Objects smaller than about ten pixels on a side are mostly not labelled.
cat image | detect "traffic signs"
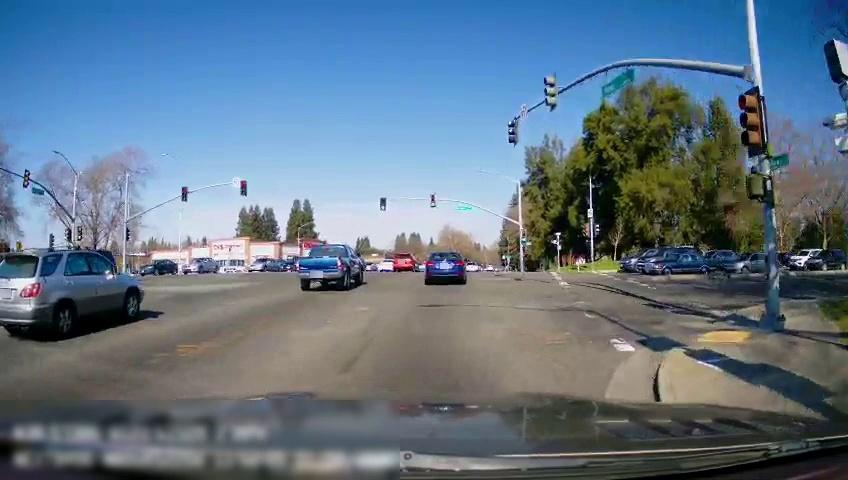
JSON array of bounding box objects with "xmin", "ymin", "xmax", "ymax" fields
[
  {"xmin": 456, "ymin": 203, "xmax": 473, "ymax": 212},
  {"xmin": 31, "ymin": 186, "xmax": 45, "ymax": 196}
]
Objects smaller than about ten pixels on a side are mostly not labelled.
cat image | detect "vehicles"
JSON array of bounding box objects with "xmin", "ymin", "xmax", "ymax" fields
[
  {"xmin": 465, "ymin": 261, "xmax": 481, "ymax": 272},
  {"xmin": 139, "ymin": 258, "xmax": 180, "ymax": 277},
  {"xmin": 246, "ymin": 257, "xmax": 275, "ymax": 273},
  {"xmin": 378, "ymin": 258, "xmax": 395, "ymax": 273},
  {"xmin": 804, "ymin": 248, "xmax": 848, "ymax": 272},
  {"xmin": 95, "ymin": 249, "xmax": 119, "ymax": 271},
  {"xmin": 788, "ymin": 249, "xmax": 824, "ymax": 271},
  {"xmin": 734, "ymin": 252, "xmax": 768, "ymax": 274},
  {"xmin": 705, "ymin": 249, "xmax": 743, "ymax": 272},
  {"xmin": 294, "ymin": 244, "xmax": 363, "ymax": 292},
  {"xmin": 634, "ymin": 247, "xmax": 699, "ymax": 273},
  {"xmin": 643, "ymin": 251, "xmax": 711, "ymax": 276},
  {"xmin": 392, "ymin": 252, "xmax": 416, "ymax": 272},
  {"xmin": 617, "ymin": 248, "xmax": 653, "ymax": 272},
  {"xmin": 424, "ymin": 252, "xmax": 467, "ymax": 286},
  {"xmin": 0, "ymin": 248, "xmax": 145, "ymax": 340},
  {"xmin": 181, "ymin": 257, "xmax": 219, "ymax": 275}
]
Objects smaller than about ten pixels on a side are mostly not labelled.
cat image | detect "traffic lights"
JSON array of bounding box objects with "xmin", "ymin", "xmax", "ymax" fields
[
  {"xmin": 507, "ymin": 115, "xmax": 519, "ymax": 145},
  {"xmin": 430, "ymin": 194, "xmax": 435, "ymax": 207},
  {"xmin": 125, "ymin": 227, "xmax": 131, "ymax": 240},
  {"xmin": 23, "ymin": 170, "xmax": 31, "ymax": 189},
  {"xmin": 738, "ymin": 83, "xmax": 766, "ymax": 158},
  {"xmin": 180, "ymin": 186, "xmax": 189, "ymax": 203},
  {"xmin": 543, "ymin": 71, "xmax": 557, "ymax": 112},
  {"xmin": 65, "ymin": 228, "xmax": 73, "ymax": 243},
  {"xmin": 380, "ymin": 196, "xmax": 386, "ymax": 209},
  {"xmin": 76, "ymin": 226, "xmax": 83, "ymax": 243},
  {"xmin": 48, "ymin": 233, "xmax": 55, "ymax": 249},
  {"xmin": 582, "ymin": 222, "xmax": 590, "ymax": 238},
  {"xmin": 239, "ymin": 179, "xmax": 248, "ymax": 196},
  {"xmin": 593, "ymin": 223, "xmax": 600, "ymax": 237},
  {"xmin": 520, "ymin": 230, "xmax": 527, "ymax": 245}
]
